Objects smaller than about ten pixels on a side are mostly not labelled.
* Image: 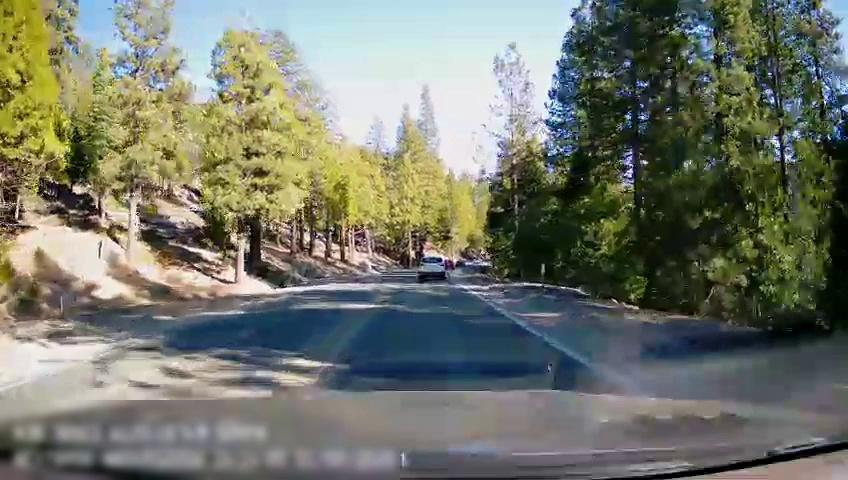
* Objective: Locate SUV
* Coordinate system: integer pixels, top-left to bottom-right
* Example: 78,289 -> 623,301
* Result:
417,255 -> 447,282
